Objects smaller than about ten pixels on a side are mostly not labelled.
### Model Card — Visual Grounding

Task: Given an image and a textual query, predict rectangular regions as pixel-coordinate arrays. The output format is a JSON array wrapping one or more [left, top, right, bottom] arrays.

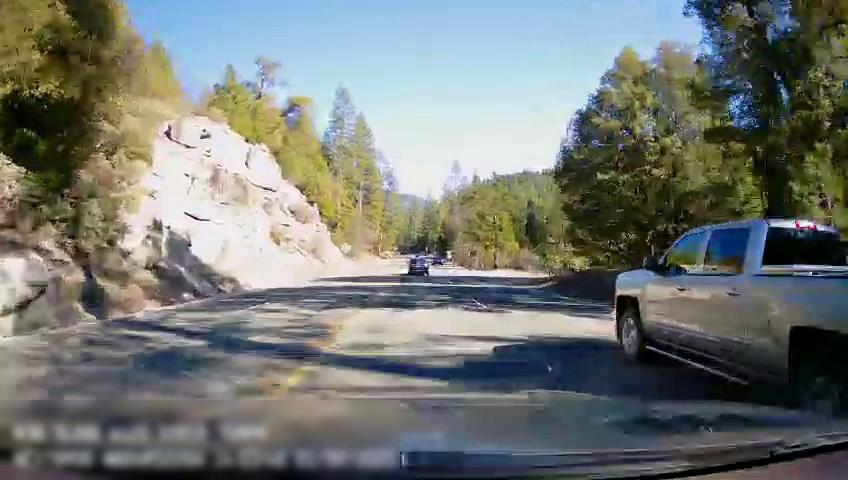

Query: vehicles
[[612, 216, 848, 420], [430, 255, 443, 266], [408, 257, 429, 275]]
